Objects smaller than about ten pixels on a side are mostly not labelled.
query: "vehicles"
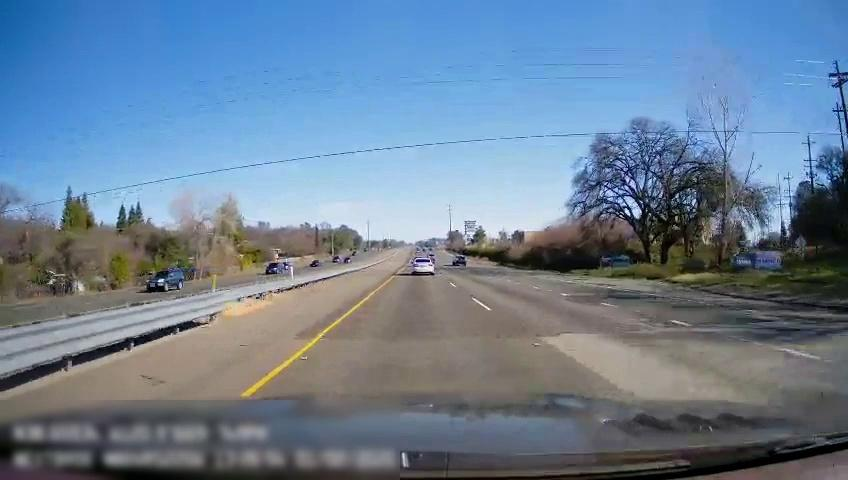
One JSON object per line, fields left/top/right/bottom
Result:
{"left": 310, "top": 259, "right": 321, "bottom": 267}
{"left": 455, "top": 256, "right": 468, "bottom": 266}
{"left": 411, "top": 257, "right": 434, "bottom": 276}
{"left": 265, "top": 262, "right": 284, "bottom": 276}
{"left": 145, "top": 270, "right": 184, "bottom": 293}
{"left": 427, "top": 252, "right": 436, "bottom": 261}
